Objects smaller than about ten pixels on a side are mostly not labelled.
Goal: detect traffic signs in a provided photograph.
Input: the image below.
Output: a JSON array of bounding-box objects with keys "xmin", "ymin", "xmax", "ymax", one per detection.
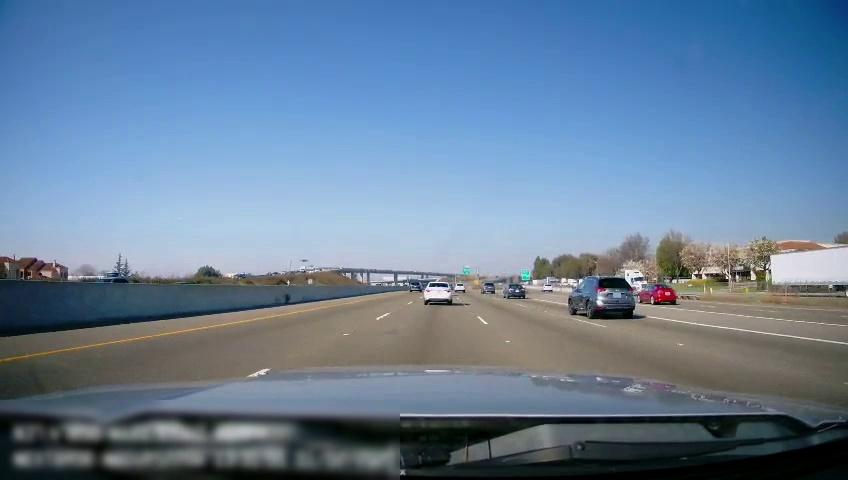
[{"xmin": 521, "ymin": 270, "xmax": 531, "ymax": 281}]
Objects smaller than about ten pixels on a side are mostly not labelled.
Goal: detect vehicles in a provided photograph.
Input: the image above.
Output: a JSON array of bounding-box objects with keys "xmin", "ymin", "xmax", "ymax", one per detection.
[
  {"xmin": 482, "ymin": 283, "xmax": 496, "ymax": 295},
  {"xmin": 453, "ymin": 283, "xmax": 466, "ymax": 294},
  {"xmin": 541, "ymin": 284, "xmax": 553, "ymax": 293},
  {"xmin": 503, "ymin": 283, "xmax": 526, "ymax": 300},
  {"xmin": 770, "ymin": 247, "xmax": 848, "ymax": 292},
  {"xmin": 567, "ymin": 275, "xmax": 637, "ymax": 320},
  {"xmin": 95, "ymin": 272, "xmax": 129, "ymax": 284},
  {"xmin": 409, "ymin": 280, "xmax": 423, "ymax": 293},
  {"xmin": 423, "ymin": 281, "xmax": 453, "ymax": 306},
  {"xmin": 624, "ymin": 269, "xmax": 649, "ymax": 291},
  {"xmin": 636, "ymin": 285, "xmax": 677, "ymax": 307}
]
